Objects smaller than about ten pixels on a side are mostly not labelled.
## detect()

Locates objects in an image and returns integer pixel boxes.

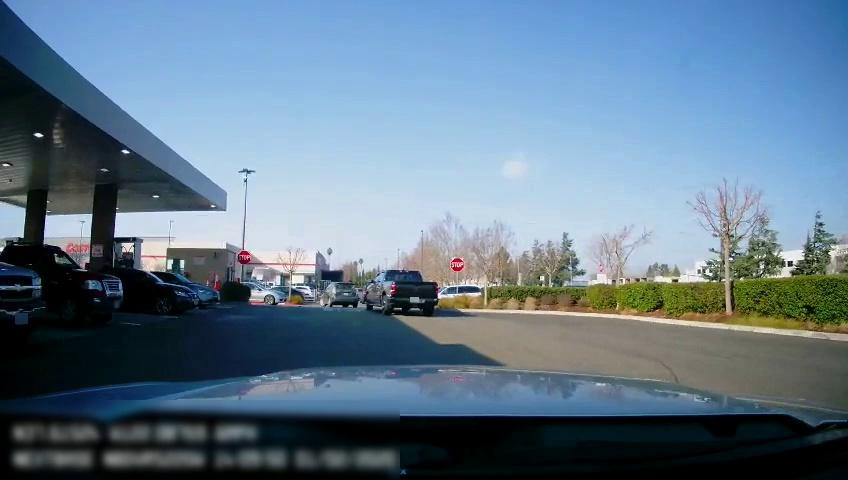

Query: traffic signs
[448,255,465,274]
[236,249,251,266]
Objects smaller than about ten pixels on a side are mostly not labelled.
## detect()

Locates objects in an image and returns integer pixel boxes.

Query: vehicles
[239,282,282,307]
[438,284,482,299]
[101,267,200,315]
[257,282,275,287]
[363,269,440,317]
[0,241,123,329]
[265,285,305,304]
[0,262,58,332]
[321,281,361,309]
[151,271,220,310]
[281,285,314,303]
